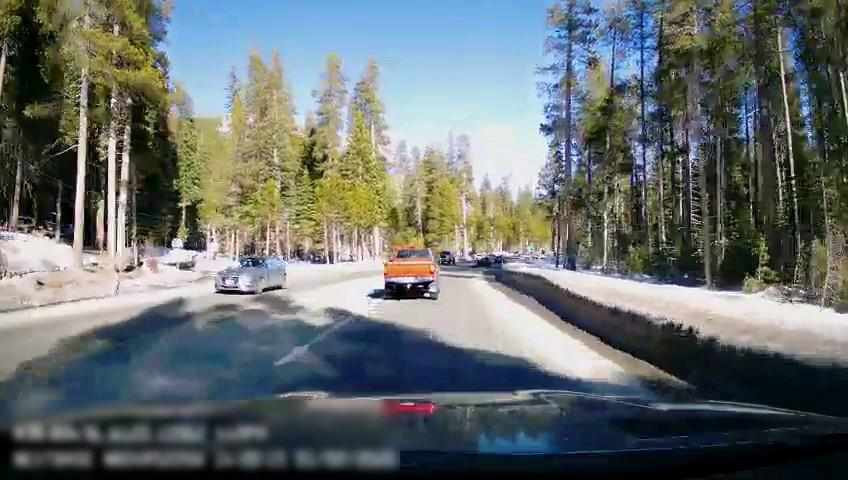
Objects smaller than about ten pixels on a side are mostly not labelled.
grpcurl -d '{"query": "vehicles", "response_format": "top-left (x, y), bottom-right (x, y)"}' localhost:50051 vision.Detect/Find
top-left (494, 254), bottom-right (506, 265)
top-left (476, 256), bottom-right (493, 267)
top-left (382, 245), bottom-right (442, 297)
top-left (439, 251), bottom-right (456, 265)
top-left (214, 254), bottom-right (289, 295)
